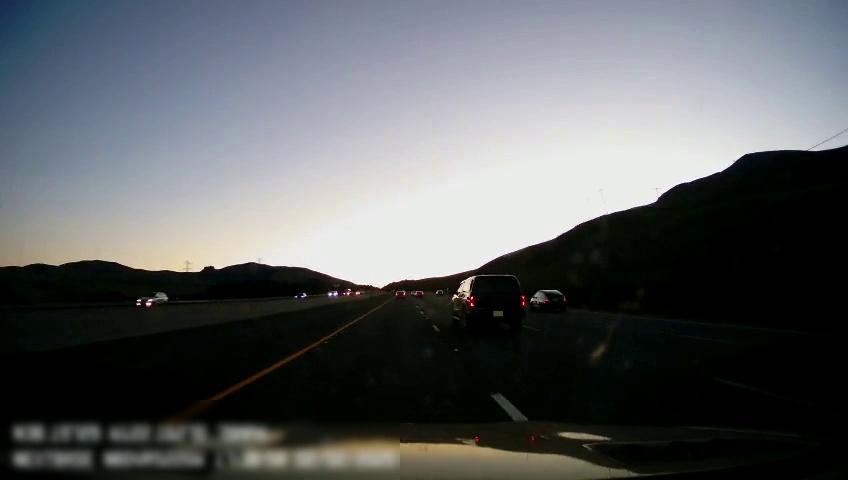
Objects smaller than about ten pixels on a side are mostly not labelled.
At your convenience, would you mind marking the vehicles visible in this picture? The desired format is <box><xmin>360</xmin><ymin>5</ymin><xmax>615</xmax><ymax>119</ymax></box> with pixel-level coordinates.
<box><xmin>136</xmin><ymin>292</ymin><xmax>169</xmax><ymax>308</ymax></box>
<box><xmin>294</xmin><ymin>293</ymin><xmax>308</xmax><ymax>299</ymax></box>
<box><xmin>529</xmin><ymin>290</ymin><xmax>566</xmax><ymax>312</ymax></box>
<box><xmin>395</xmin><ymin>290</ymin><xmax>406</xmax><ymax>299</ymax></box>
<box><xmin>447</xmin><ymin>274</ymin><xmax>526</xmax><ymax>331</ymax></box>
<box><xmin>328</xmin><ymin>291</ymin><xmax>339</xmax><ymax>297</ymax></box>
